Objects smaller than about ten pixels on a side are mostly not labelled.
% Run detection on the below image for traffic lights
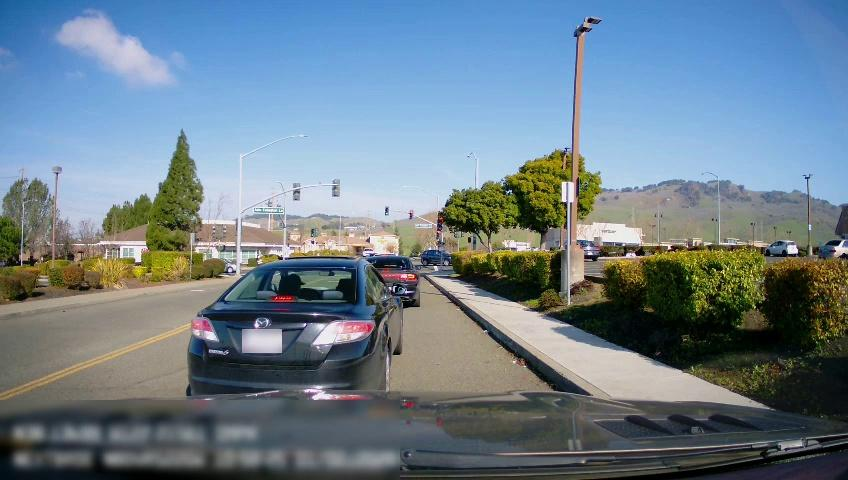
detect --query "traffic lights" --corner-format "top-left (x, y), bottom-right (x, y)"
top-left (331, 178), bottom-right (341, 198)
top-left (221, 224), bottom-right (228, 239)
top-left (384, 206), bottom-right (390, 217)
top-left (408, 209), bottom-right (414, 220)
top-left (292, 182), bottom-right (301, 201)
top-left (235, 217), bottom-right (243, 232)
top-left (435, 211), bottom-right (445, 232)
top-left (211, 224), bottom-right (219, 241)
top-left (435, 228), bottom-right (442, 240)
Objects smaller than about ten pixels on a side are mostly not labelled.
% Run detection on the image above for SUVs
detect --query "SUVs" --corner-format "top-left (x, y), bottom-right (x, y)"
top-left (420, 249), bottom-right (455, 267)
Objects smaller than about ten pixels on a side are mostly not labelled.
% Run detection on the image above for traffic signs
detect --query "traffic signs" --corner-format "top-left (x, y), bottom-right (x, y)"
top-left (561, 181), bottom-right (575, 203)
top-left (253, 206), bottom-right (285, 215)
top-left (189, 232), bottom-right (195, 243)
top-left (414, 223), bottom-right (433, 229)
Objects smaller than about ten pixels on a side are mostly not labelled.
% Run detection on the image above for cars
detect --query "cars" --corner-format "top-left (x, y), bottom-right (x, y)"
top-left (362, 247), bottom-right (376, 257)
top-left (764, 239), bottom-right (799, 258)
top-left (818, 239), bottom-right (848, 260)
top-left (563, 239), bottom-right (602, 262)
top-left (365, 255), bottom-right (422, 307)
top-left (219, 257), bottom-right (237, 273)
top-left (185, 254), bottom-right (407, 398)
